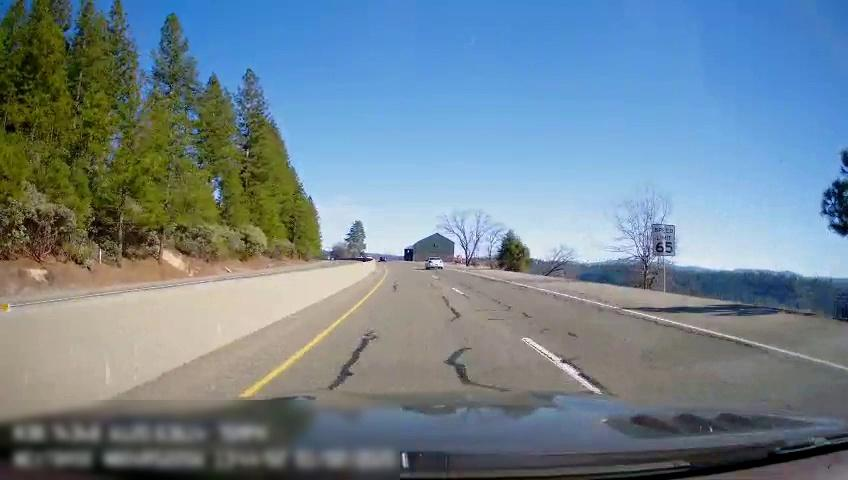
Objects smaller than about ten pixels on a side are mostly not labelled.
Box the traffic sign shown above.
[651,224,677,256]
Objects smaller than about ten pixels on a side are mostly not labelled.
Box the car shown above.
[424,256,444,270]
